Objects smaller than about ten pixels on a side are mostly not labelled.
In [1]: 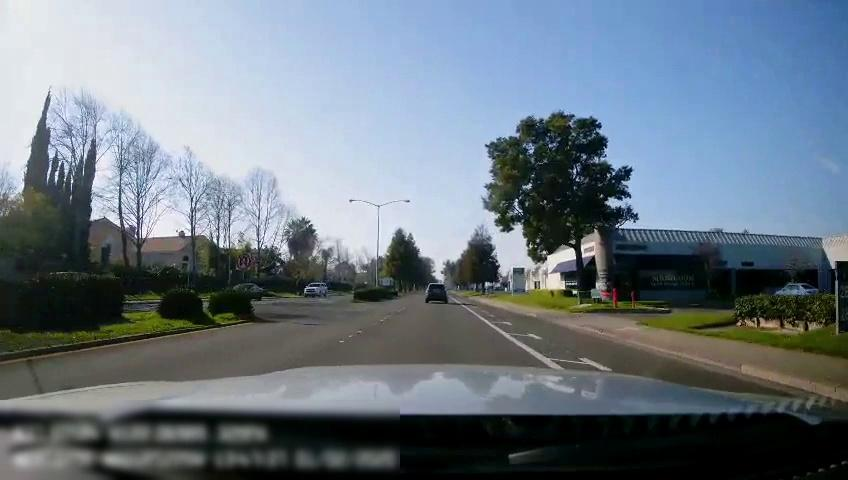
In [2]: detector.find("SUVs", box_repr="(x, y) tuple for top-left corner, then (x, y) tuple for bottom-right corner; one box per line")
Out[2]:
(303, 282), (328, 298)
(424, 283), (448, 304)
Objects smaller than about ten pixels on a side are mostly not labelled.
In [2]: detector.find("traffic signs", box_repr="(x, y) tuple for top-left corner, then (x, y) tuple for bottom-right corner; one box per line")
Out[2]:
(235, 253), (253, 271)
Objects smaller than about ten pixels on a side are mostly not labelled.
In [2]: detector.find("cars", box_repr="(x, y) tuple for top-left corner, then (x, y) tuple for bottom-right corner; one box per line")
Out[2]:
(232, 282), (264, 301)
(775, 282), (820, 294)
